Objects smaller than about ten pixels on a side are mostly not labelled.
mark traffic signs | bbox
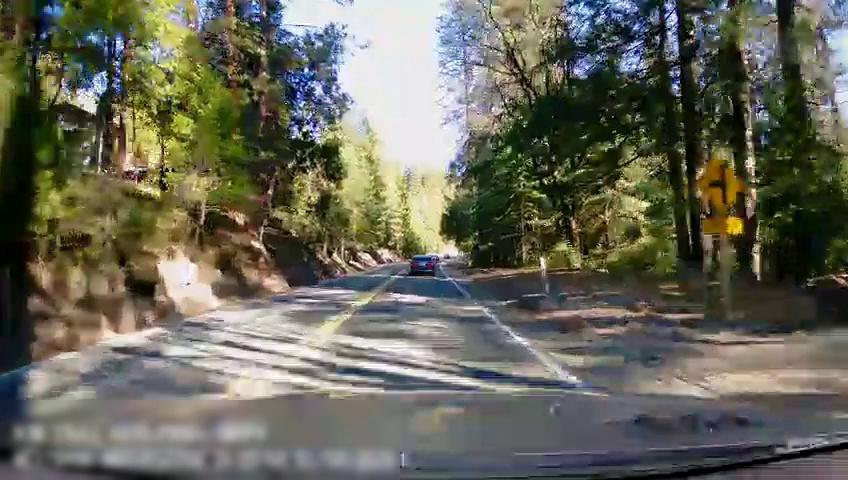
[702,215,745,236]
[695,156,748,215]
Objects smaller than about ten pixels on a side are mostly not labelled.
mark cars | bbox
[411,255,435,276]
